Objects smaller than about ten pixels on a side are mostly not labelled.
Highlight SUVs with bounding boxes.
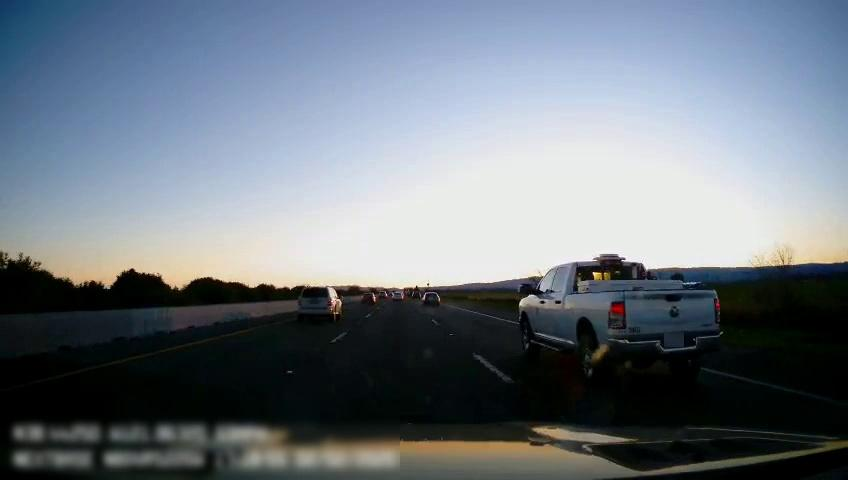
[295,286,344,324]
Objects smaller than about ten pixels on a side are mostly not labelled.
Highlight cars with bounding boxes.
[422,291,441,307]
[391,291,404,302]
[360,292,377,305]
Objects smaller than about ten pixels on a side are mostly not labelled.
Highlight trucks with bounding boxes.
[517,253,724,387]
